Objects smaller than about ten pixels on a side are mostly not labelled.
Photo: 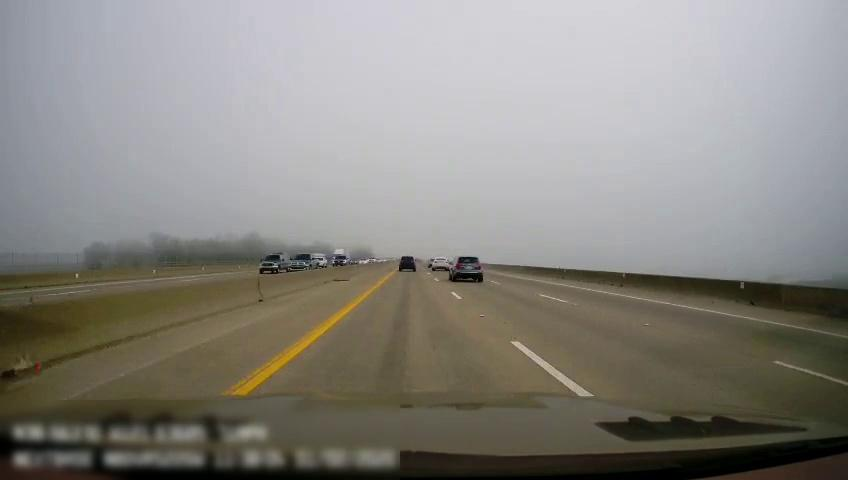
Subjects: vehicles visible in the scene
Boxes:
[312,256,328,269]
[286,252,320,273]
[427,257,436,268]
[432,256,451,272]
[358,257,370,265]
[398,256,417,273]
[332,255,351,267]
[258,253,291,274]
[447,255,484,283]
[331,248,351,264]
